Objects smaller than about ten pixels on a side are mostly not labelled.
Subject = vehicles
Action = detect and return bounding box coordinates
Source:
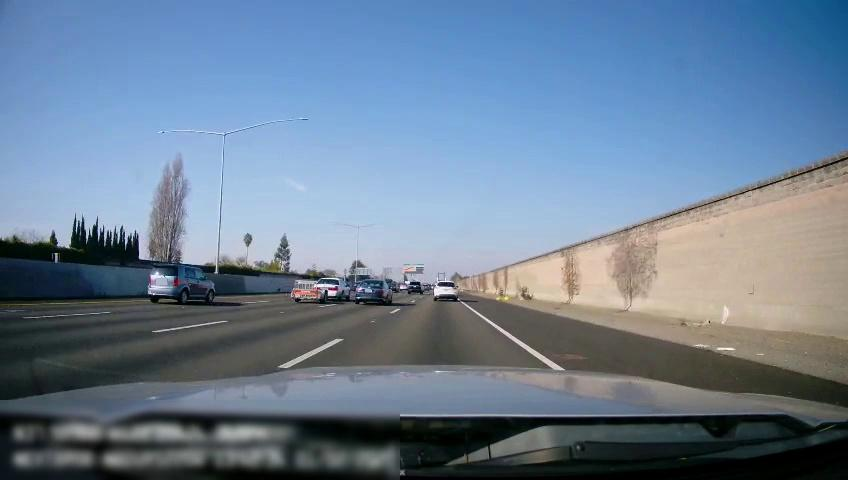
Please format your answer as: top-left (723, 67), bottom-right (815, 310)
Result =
top-left (408, 281), bottom-right (424, 295)
top-left (290, 278), bottom-right (351, 304)
top-left (147, 264), bottom-right (216, 305)
top-left (354, 279), bottom-right (393, 306)
top-left (434, 281), bottom-right (459, 301)
top-left (386, 283), bottom-right (399, 293)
